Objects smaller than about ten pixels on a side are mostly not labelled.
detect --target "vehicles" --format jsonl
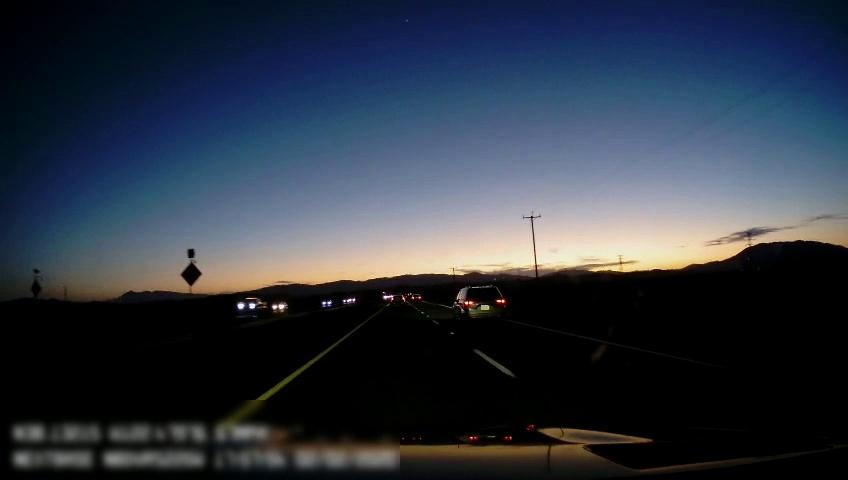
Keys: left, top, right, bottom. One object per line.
{"left": 321, "top": 298, "right": 334, "bottom": 308}
{"left": 410, "top": 293, "right": 422, "bottom": 303}
{"left": 236, "top": 297, "right": 267, "bottom": 315}
{"left": 271, "top": 301, "right": 289, "bottom": 311}
{"left": 390, "top": 294, "right": 406, "bottom": 307}
{"left": 452, "top": 285, "right": 507, "bottom": 323}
